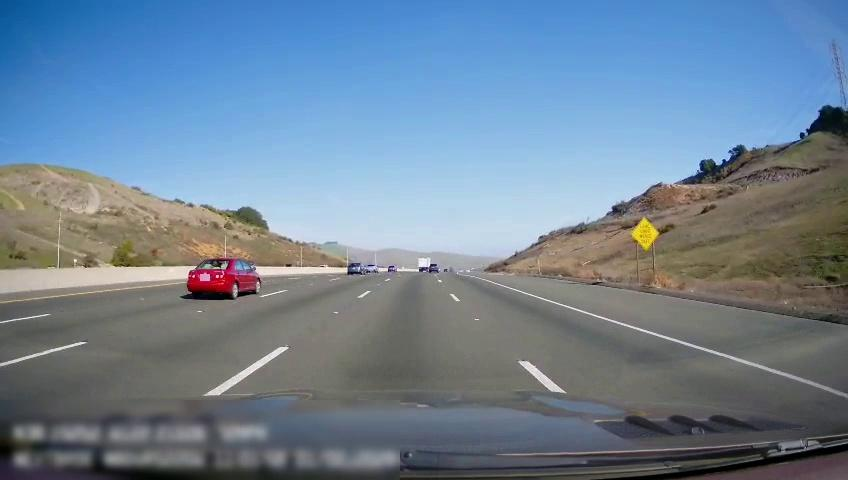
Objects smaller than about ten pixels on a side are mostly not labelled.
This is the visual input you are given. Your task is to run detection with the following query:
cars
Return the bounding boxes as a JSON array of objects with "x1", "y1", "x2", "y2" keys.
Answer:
[
  {"x1": 347, "y1": 262, "x2": 367, "y2": 275},
  {"x1": 366, "y1": 264, "x2": 377, "y2": 274},
  {"x1": 187, "y1": 256, "x2": 262, "y2": 300}
]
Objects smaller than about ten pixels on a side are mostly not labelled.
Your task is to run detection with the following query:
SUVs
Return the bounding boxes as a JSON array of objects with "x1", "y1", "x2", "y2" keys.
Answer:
[{"x1": 428, "y1": 263, "x2": 440, "y2": 273}]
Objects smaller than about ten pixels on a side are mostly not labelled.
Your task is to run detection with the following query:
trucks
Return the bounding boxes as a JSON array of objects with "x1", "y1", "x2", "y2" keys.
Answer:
[{"x1": 418, "y1": 257, "x2": 430, "y2": 273}]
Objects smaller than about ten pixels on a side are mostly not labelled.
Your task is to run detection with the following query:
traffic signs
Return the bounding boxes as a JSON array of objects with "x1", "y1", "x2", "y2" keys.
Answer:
[{"x1": 631, "y1": 216, "x2": 661, "y2": 252}]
